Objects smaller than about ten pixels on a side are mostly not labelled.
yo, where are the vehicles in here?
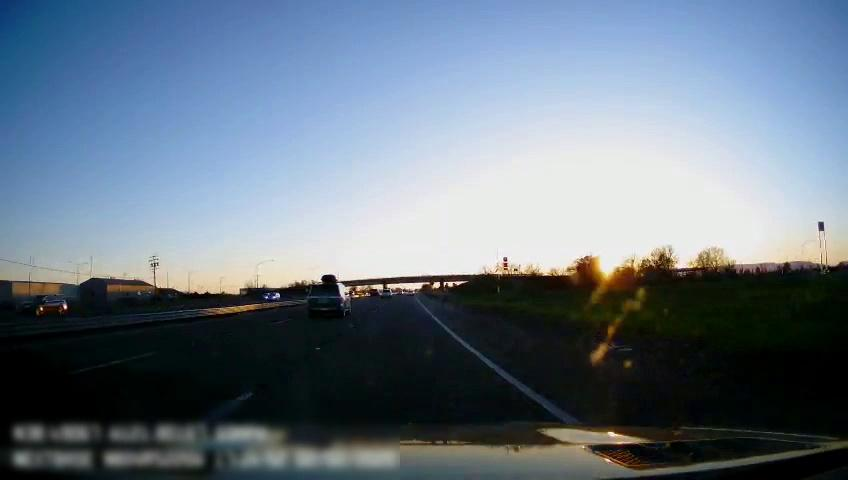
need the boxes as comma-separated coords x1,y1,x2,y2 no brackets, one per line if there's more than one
266,291,282,302
306,273,352,320
381,289,392,299
17,294,70,321
369,288,380,298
